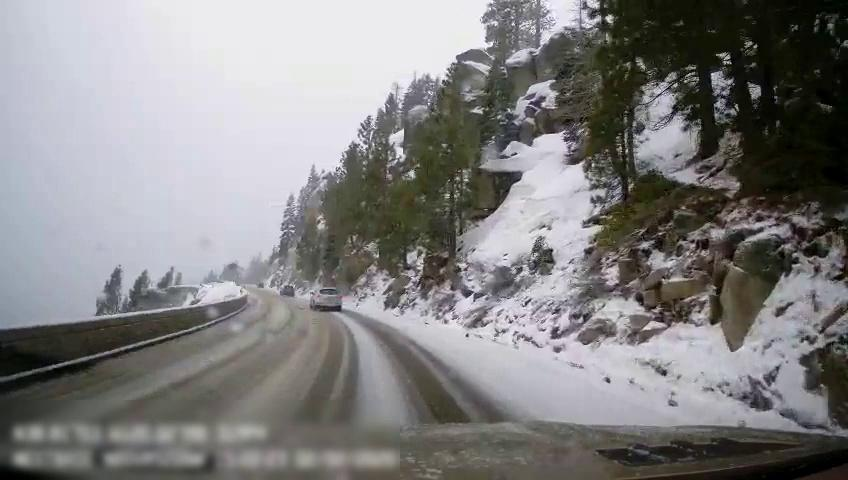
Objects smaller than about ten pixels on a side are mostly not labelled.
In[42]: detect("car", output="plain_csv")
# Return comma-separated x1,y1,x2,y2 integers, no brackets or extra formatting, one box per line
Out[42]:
279,284,297,297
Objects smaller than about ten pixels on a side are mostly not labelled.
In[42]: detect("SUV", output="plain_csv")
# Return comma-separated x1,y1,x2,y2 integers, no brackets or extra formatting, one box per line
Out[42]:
308,286,344,311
